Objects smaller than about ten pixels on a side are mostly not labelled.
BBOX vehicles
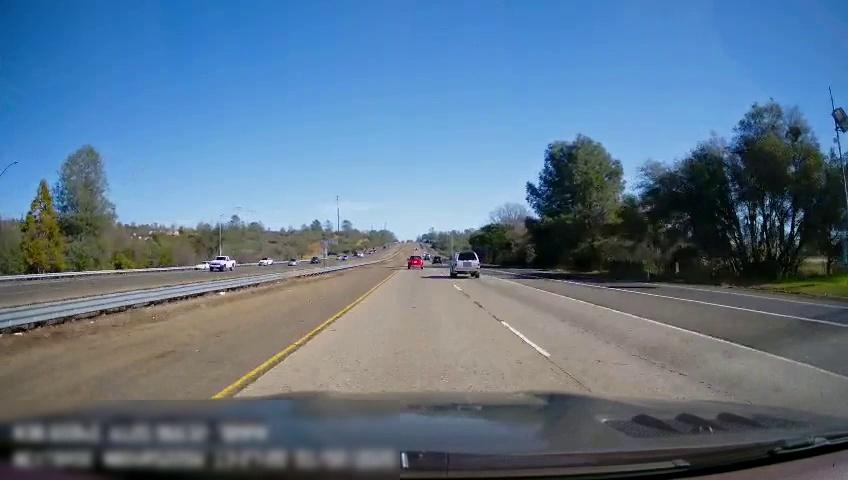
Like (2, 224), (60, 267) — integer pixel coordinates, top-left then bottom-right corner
(407, 254), (424, 269)
(209, 256), (237, 273)
(449, 250), (480, 279)
(309, 256), (322, 265)
(194, 260), (210, 271)
(430, 255), (443, 265)
(258, 257), (274, 267)
(287, 258), (300, 267)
